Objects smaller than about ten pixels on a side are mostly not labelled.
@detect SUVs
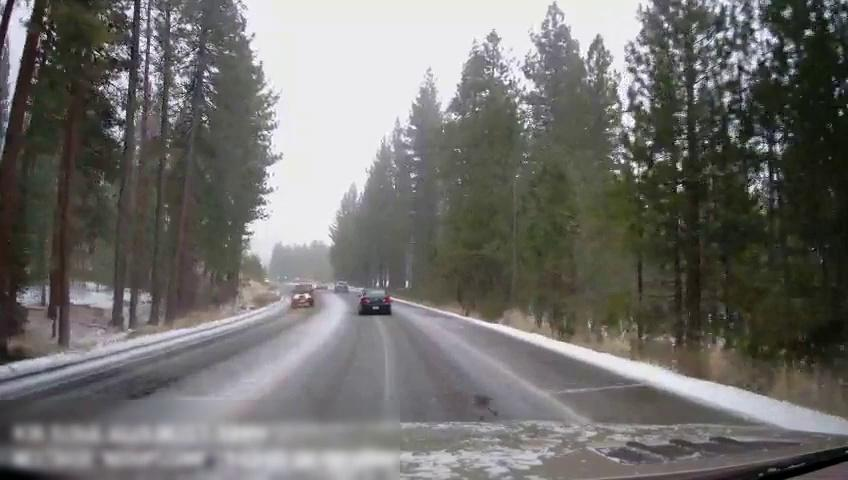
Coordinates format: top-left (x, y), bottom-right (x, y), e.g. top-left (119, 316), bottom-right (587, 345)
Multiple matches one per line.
top-left (291, 284), bottom-right (315, 309)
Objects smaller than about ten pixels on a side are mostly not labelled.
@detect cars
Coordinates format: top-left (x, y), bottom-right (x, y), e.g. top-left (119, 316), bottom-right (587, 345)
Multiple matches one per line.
top-left (358, 289), bottom-right (392, 316)
top-left (335, 280), bottom-right (348, 293)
